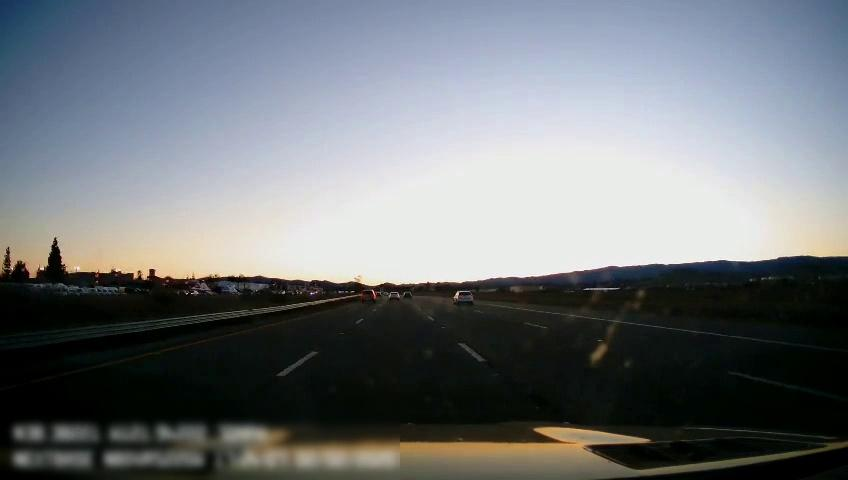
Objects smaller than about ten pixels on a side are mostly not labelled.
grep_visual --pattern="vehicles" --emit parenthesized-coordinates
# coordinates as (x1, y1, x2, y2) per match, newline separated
(388, 292, 400, 302)
(185, 291, 200, 297)
(453, 290, 474, 306)
(402, 291, 413, 300)
(361, 289, 376, 303)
